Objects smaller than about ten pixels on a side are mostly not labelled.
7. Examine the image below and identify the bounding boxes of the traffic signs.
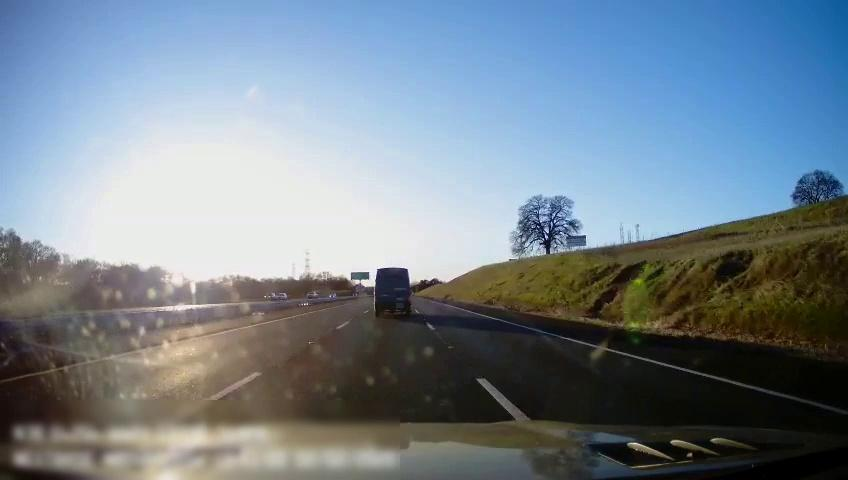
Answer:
[350,271,369,281]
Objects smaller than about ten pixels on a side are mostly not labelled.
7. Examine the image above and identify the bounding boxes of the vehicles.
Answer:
[374,267,412,317]
[307,292,318,300]
[274,293,289,302]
